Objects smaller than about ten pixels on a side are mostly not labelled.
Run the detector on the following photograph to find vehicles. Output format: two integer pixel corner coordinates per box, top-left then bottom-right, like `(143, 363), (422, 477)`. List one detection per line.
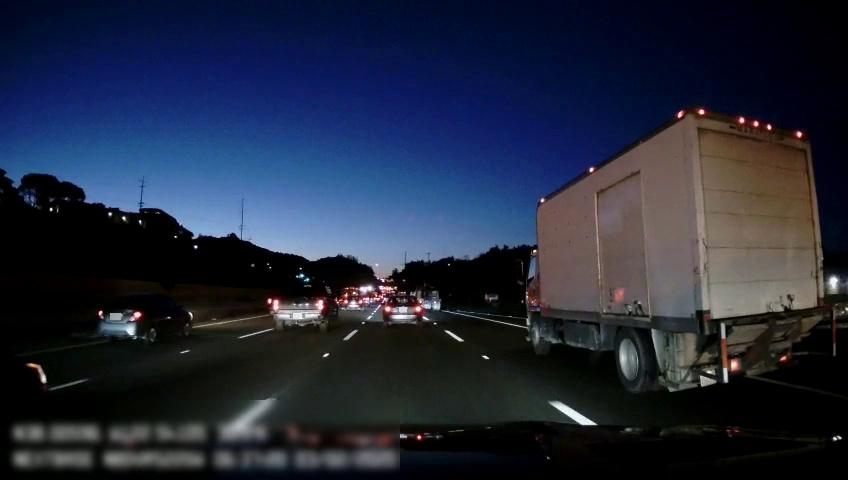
(381, 295), (425, 331)
(0, 351), (50, 438)
(272, 286), (338, 329)
(343, 293), (364, 310)
(516, 108), (829, 393)
(414, 286), (441, 310)
(97, 292), (194, 344)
